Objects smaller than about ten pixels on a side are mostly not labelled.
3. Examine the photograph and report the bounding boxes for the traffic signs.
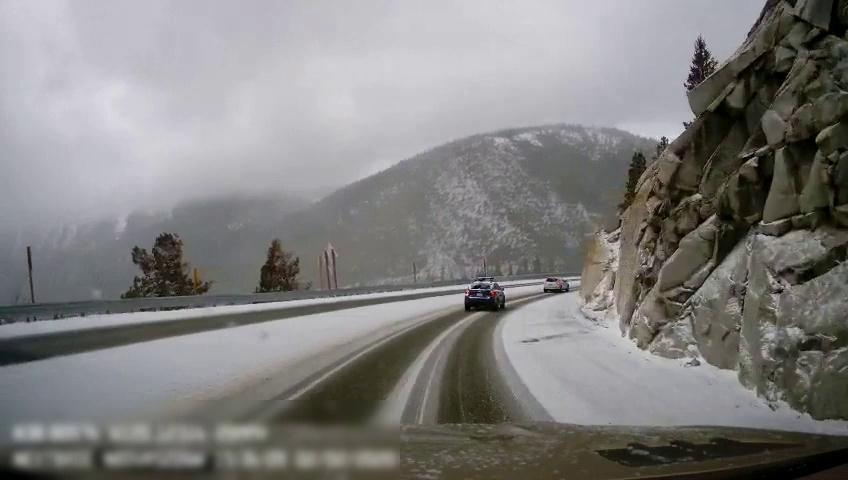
[322,243,340,276]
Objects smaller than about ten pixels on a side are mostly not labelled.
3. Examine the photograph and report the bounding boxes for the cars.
[542,277,570,293]
[464,276,506,313]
